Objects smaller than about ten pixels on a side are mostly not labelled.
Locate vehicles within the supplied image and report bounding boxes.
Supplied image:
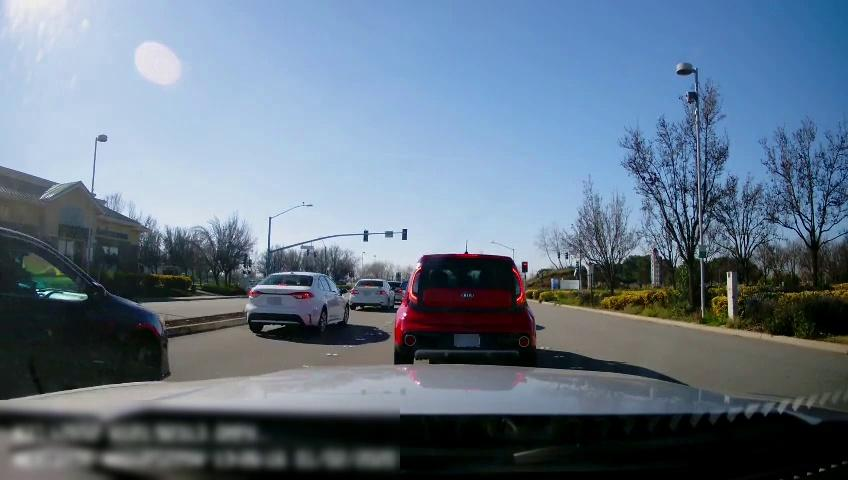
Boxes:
[245,272,350,337]
[0,226,171,402]
[394,252,537,368]
[387,281,407,301]
[350,278,396,311]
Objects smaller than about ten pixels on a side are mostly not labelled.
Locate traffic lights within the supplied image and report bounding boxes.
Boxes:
[363,230,369,242]
[402,229,408,240]
[521,261,528,273]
